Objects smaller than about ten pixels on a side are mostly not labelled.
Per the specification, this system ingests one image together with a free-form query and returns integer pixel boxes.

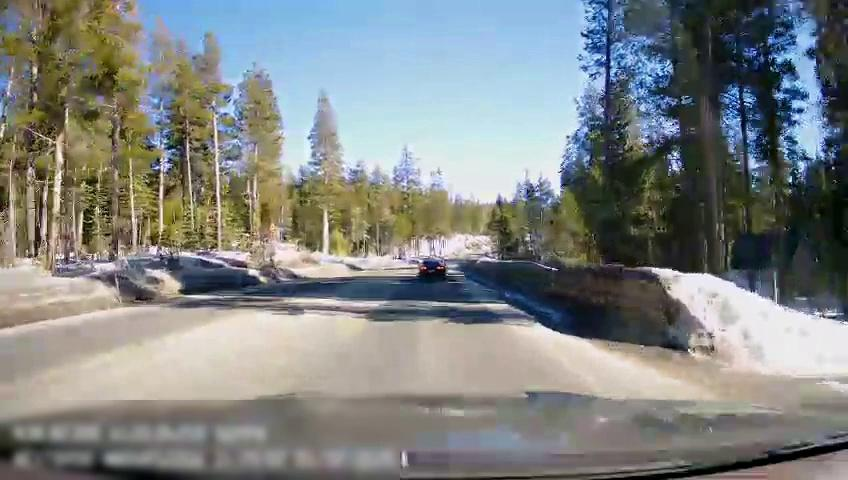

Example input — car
[418,258,447,280]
